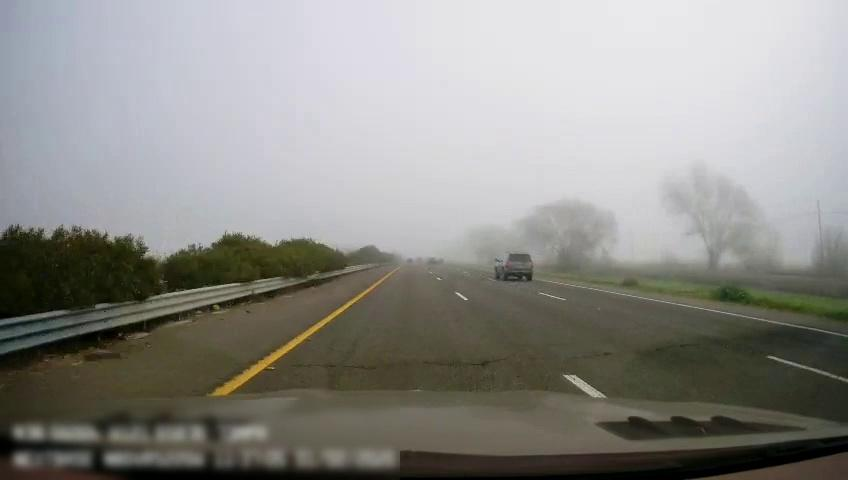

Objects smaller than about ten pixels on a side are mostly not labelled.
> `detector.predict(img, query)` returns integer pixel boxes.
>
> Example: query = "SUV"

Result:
[494,254,533,281]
